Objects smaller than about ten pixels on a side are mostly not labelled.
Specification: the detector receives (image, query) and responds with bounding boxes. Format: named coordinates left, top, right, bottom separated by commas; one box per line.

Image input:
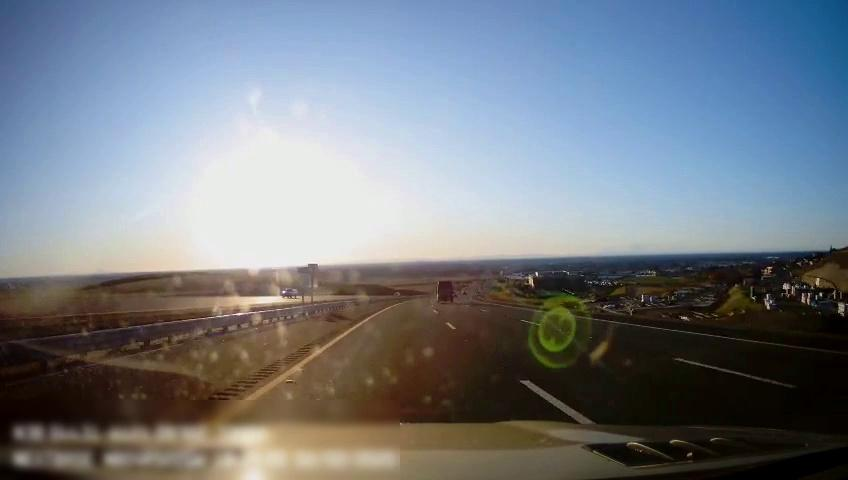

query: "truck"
left=438, top=281, right=454, bottom=304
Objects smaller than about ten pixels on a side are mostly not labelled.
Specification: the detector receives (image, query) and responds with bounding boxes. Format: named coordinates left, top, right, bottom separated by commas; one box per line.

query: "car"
left=281, top=288, right=298, bottom=299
